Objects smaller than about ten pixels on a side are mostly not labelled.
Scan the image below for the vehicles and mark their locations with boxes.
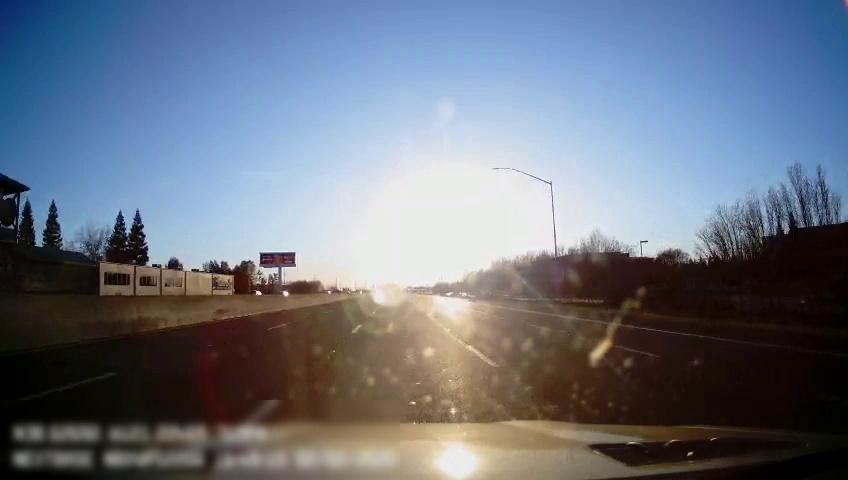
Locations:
[274,291,289,298]
[247,290,262,297]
